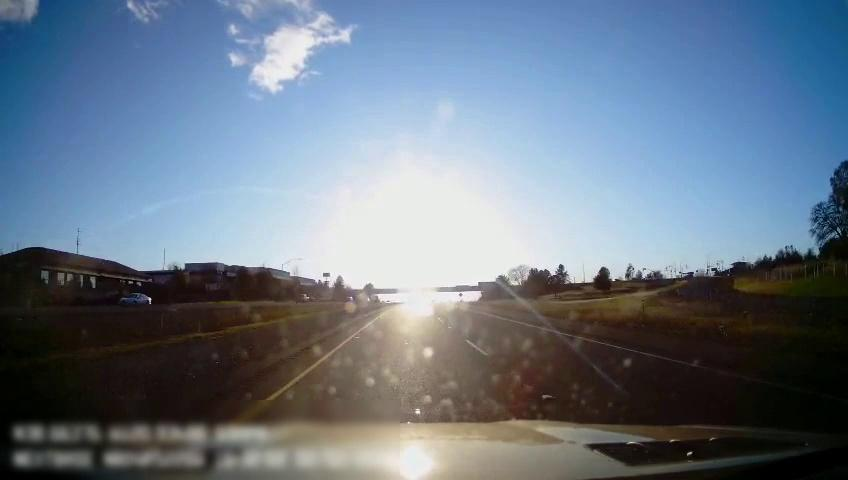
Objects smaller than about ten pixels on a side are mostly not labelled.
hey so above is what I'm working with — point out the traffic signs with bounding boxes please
[478,282,495,289]
[456,285,468,291]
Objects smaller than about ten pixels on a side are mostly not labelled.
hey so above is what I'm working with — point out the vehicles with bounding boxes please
[296,294,314,303]
[119,293,152,307]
